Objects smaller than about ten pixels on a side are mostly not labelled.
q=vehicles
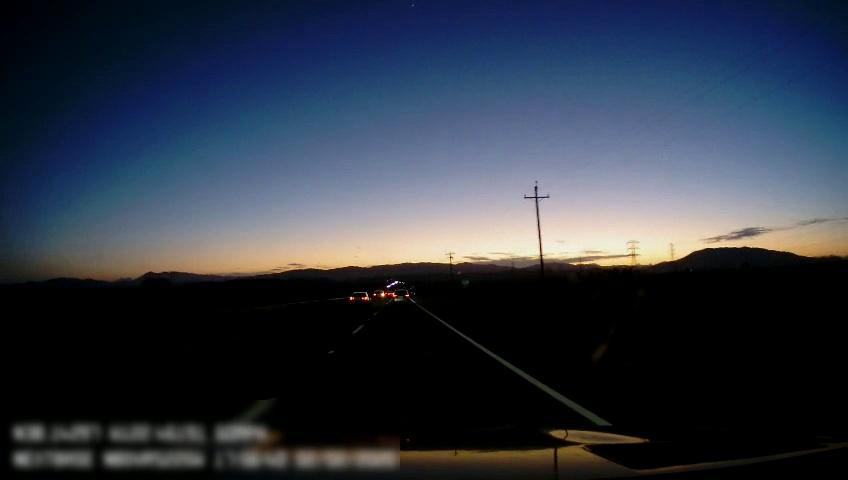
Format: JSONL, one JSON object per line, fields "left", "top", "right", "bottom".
{"left": 392, "top": 289, "right": 411, "bottom": 306}
{"left": 348, "top": 291, "right": 371, "bottom": 306}
{"left": 372, "top": 290, "right": 386, "bottom": 302}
